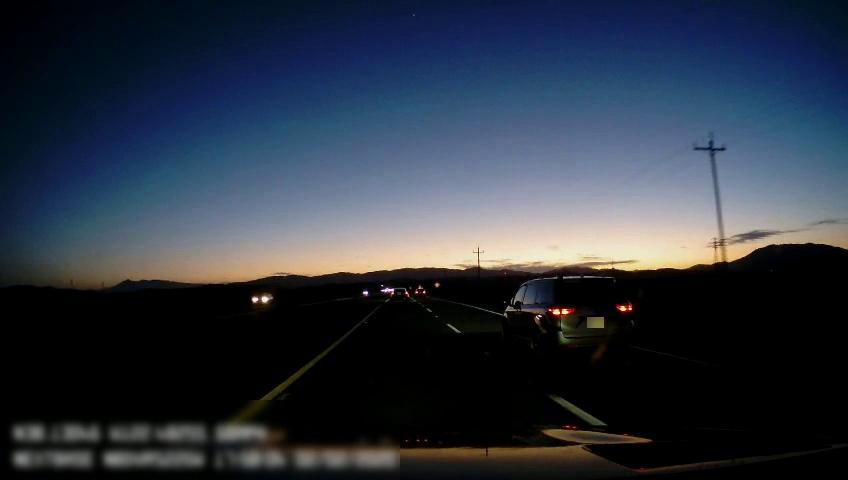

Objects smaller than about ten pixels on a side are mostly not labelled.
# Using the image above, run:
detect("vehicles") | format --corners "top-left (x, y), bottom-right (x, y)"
top-left (391, 287), bottom-right (410, 301)
top-left (414, 287), bottom-right (427, 298)
top-left (251, 291), bottom-right (274, 305)
top-left (501, 276), bottom-right (636, 358)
